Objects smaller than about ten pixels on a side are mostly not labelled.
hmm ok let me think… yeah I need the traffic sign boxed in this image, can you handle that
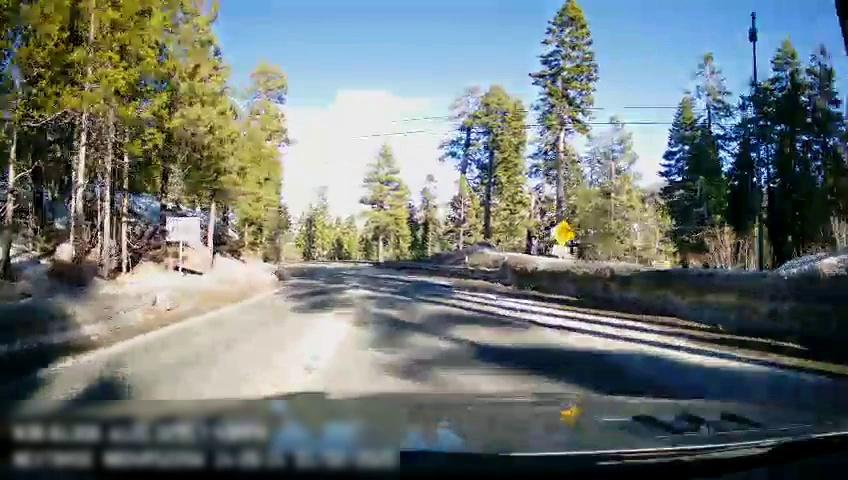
[556,219,575,243]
